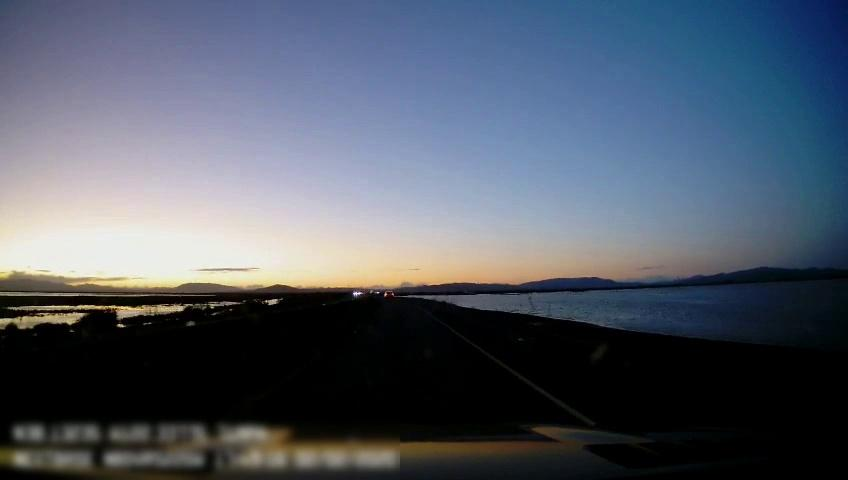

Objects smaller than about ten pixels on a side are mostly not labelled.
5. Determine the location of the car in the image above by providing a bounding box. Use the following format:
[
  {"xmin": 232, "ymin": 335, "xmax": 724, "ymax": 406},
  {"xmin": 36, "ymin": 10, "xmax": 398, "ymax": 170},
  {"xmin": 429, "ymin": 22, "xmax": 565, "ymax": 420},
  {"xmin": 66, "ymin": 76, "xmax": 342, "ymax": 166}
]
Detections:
[{"xmin": 383, "ymin": 290, "xmax": 395, "ymax": 299}]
